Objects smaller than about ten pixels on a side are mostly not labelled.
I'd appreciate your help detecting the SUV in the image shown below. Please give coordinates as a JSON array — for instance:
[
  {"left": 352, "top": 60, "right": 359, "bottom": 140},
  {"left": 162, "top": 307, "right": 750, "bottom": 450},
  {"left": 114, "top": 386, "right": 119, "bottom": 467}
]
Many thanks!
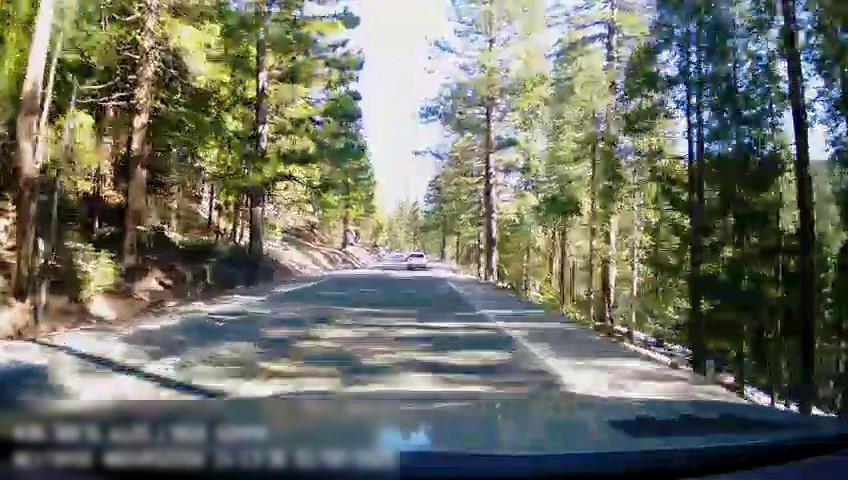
[{"left": 406, "top": 252, "right": 427, "bottom": 270}]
